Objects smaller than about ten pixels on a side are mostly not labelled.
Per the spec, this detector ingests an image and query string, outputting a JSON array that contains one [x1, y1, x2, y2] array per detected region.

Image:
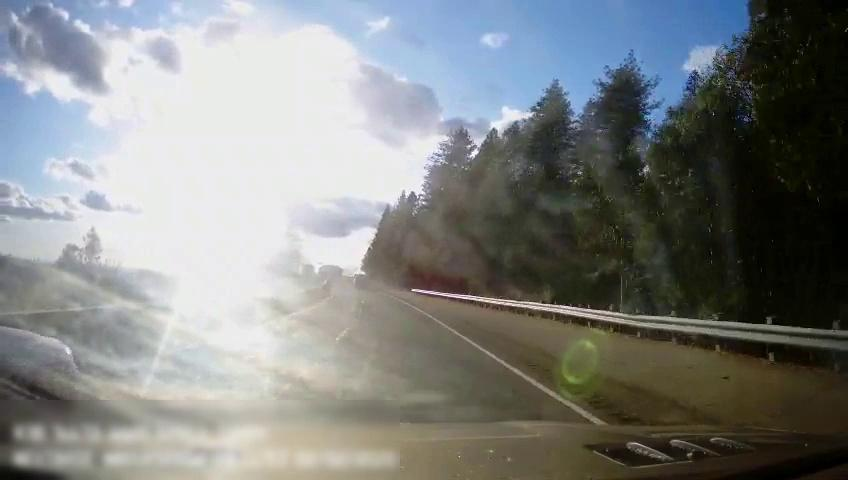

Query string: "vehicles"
[[0, 324, 82, 445], [354, 273, 369, 288]]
